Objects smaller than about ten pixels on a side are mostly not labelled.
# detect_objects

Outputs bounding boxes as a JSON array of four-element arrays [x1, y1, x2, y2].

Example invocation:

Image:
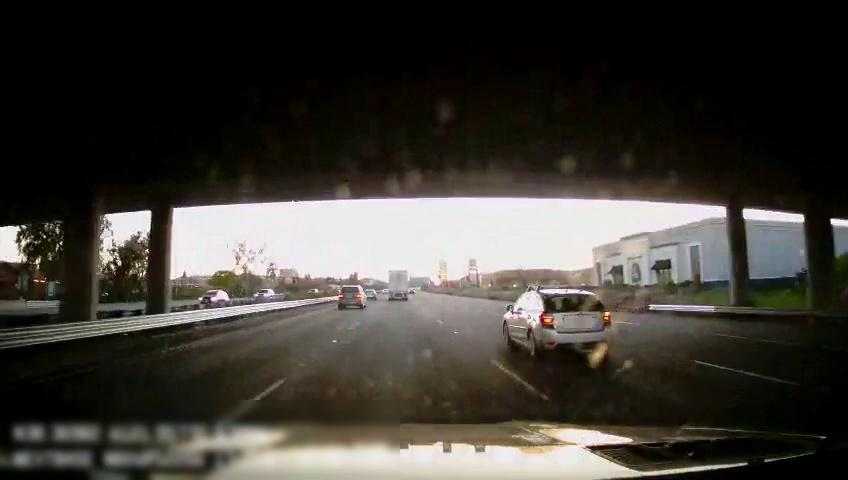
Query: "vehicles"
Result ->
[[199, 290, 230, 305], [500, 289, 615, 368], [254, 289, 275, 300], [388, 270, 408, 301], [338, 285, 367, 310], [365, 289, 377, 301], [307, 288, 319, 295]]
